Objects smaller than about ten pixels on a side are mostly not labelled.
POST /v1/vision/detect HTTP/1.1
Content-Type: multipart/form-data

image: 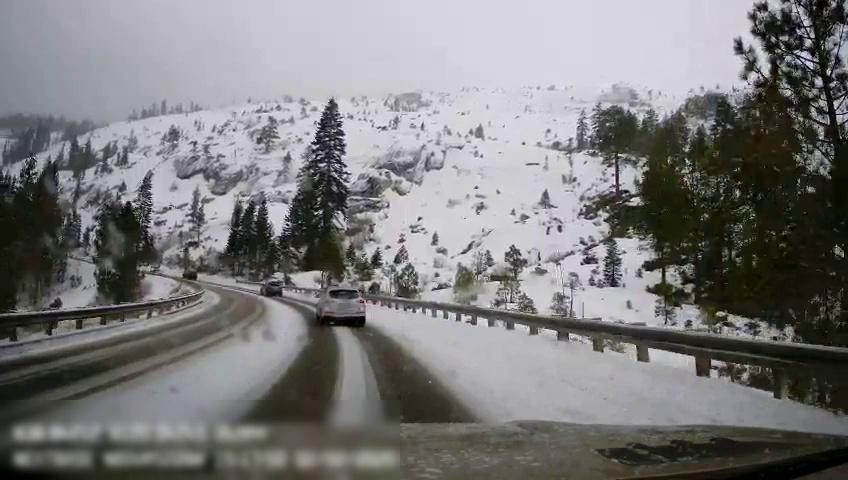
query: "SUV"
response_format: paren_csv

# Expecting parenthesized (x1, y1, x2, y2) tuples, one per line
(314, 287, 367, 328)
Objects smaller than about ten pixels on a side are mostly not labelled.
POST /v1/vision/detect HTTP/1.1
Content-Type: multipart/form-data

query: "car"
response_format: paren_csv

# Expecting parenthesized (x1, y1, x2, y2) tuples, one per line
(260, 281, 282, 297)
